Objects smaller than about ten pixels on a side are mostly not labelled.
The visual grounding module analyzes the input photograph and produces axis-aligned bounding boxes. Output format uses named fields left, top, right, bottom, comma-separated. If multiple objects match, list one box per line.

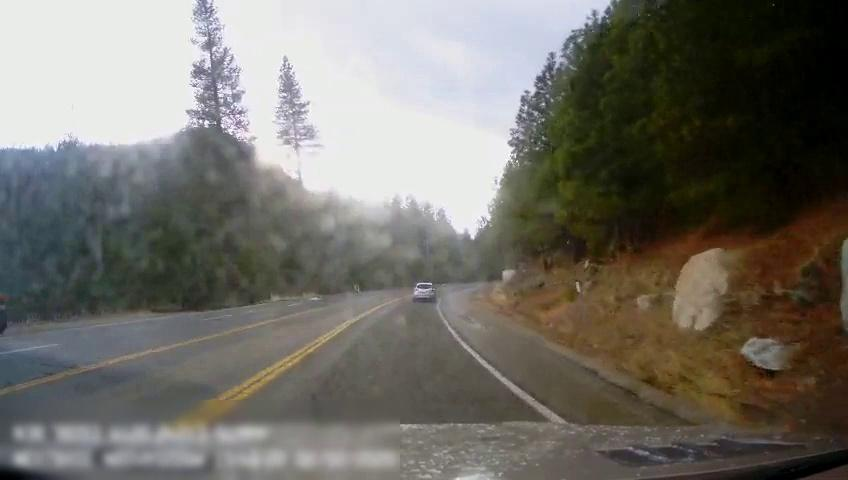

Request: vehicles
left=412, top=283, right=436, bottom=302
left=0, top=302, right=6, bottom=336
